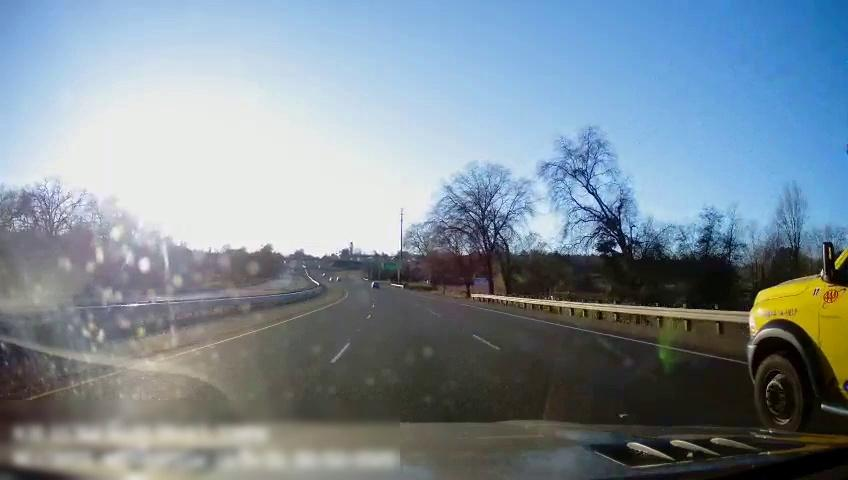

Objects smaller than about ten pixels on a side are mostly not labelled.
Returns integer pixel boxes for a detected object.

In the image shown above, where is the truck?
[746,242,848,431]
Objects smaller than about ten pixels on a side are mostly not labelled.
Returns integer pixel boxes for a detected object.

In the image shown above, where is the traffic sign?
[383,262,401,270]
